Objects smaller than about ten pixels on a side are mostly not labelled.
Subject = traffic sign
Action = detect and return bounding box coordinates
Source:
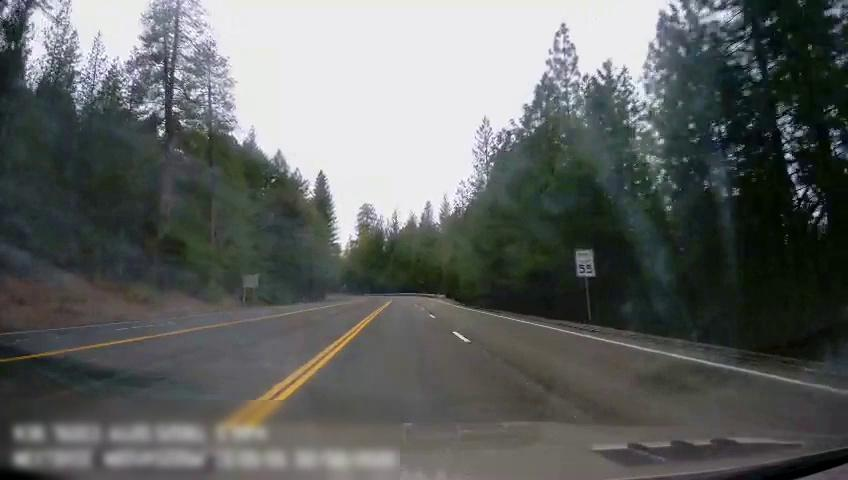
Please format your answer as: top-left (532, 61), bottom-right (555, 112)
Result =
top-left (575, 248), bottom-right (596, 278)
